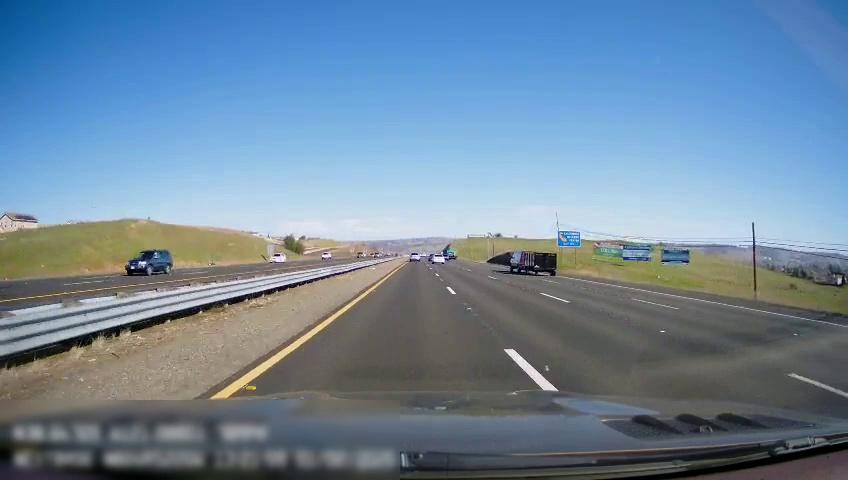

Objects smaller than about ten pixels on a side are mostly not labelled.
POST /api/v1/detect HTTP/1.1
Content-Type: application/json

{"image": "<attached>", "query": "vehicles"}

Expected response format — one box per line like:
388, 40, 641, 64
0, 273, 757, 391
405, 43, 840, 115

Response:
268, 253, 287, 263
509, 251, 521, 272
520, 251, 558, 276
408, 251, 420, 262
321, 252, 332, 260
127, 249, 173, 277
432, 253, 445, 264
